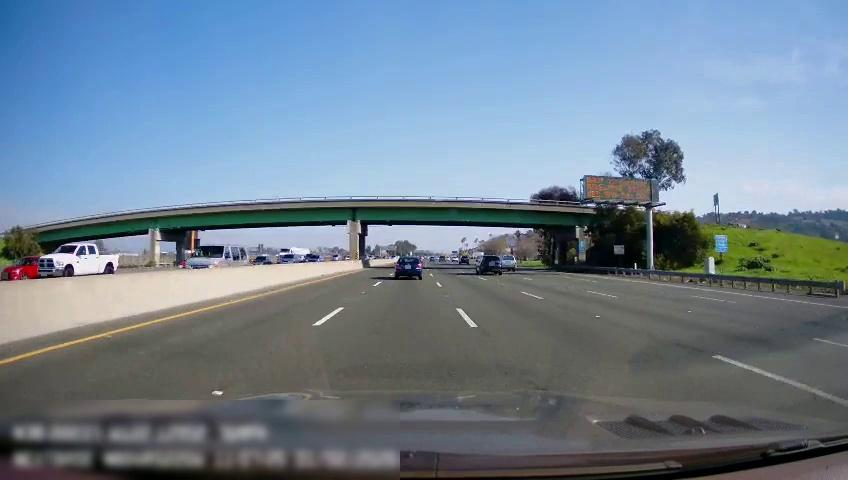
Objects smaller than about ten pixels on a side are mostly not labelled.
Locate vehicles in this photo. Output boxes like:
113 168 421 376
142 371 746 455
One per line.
38 242 120 280
280 254 301 265
499 255 517 272
458 256 470 265
252 255 272 266
276 248 311 265
476 255 502 276
184 244 251 271
394 257 422 278
302 254 324 264
0 256 42 281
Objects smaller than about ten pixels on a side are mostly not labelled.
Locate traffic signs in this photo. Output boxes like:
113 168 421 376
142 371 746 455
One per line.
583 175 660 203
715 233 729 253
